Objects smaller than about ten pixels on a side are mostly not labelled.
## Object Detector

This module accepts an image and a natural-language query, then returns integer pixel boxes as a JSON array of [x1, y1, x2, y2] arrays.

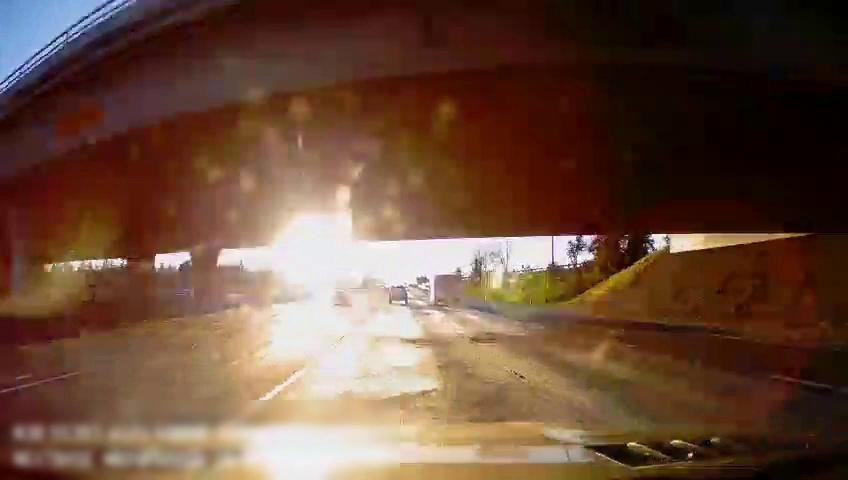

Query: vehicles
[[332, 290, 353, 307], [388, 284, 409, 305], [428, 271, 464, 307]]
